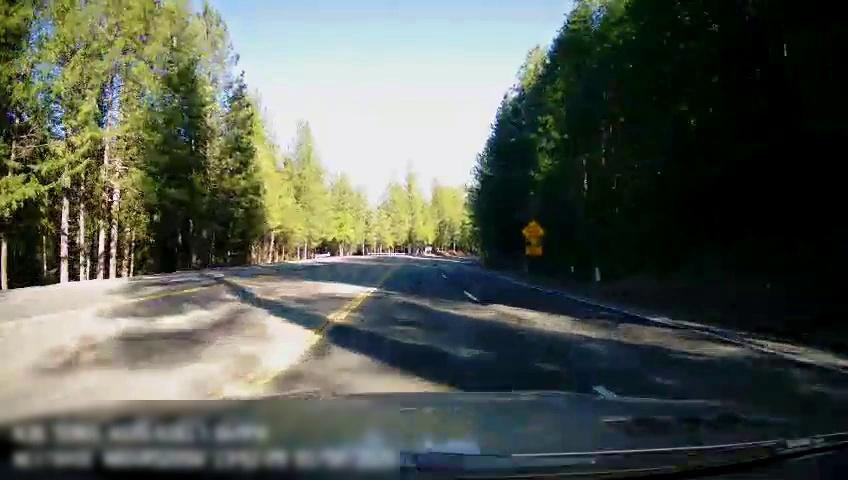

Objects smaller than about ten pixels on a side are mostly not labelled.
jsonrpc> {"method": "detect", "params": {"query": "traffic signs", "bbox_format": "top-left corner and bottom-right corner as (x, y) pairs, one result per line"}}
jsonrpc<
(525, 246), (544, 256)
(521, 220), (545, 246)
